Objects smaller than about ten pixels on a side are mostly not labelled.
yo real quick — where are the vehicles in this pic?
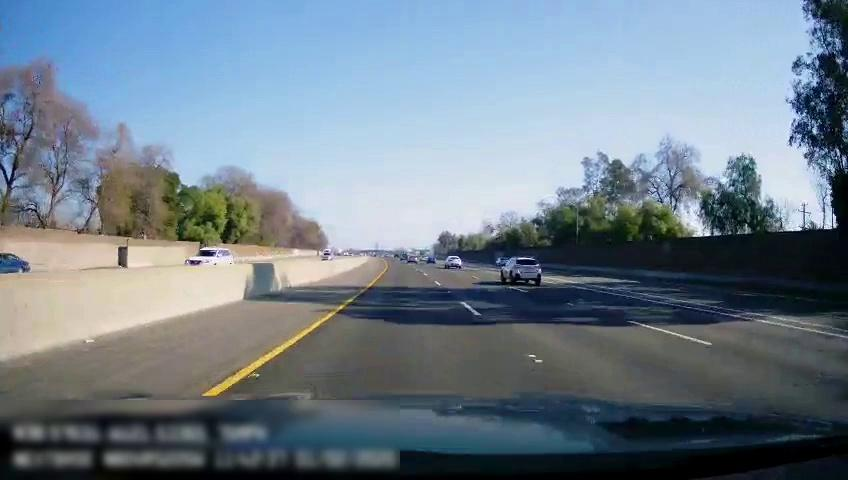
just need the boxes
[0,253,32,274]
[500,256,543,286]
[444,256,462,269]
[495,257,510,267]
[183,247,238,266]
